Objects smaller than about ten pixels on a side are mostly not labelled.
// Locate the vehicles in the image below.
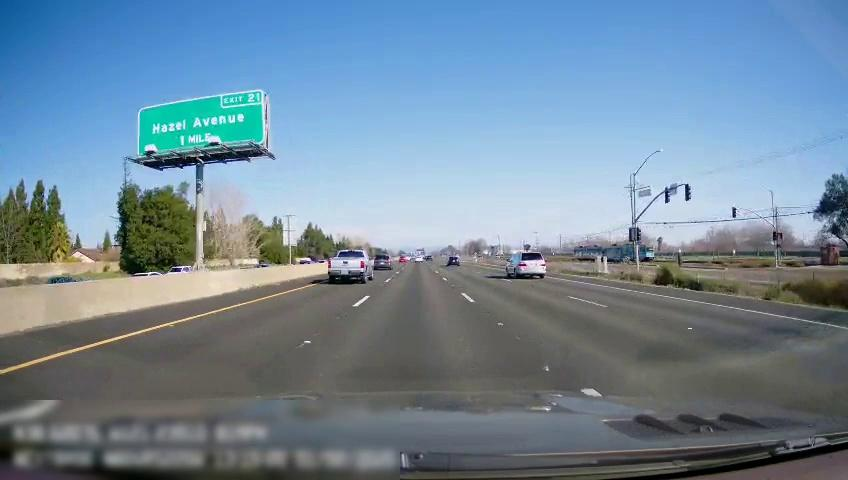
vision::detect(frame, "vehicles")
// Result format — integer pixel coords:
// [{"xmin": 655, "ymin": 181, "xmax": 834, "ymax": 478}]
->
[
  {"xmin": 168, "ymin": 265, "xmax": 193, "ymax": 275},
  {"xmin": 505, "ymin": 252, "xmax": 547, "ymax": 279},
  {"xmin": 373, "ymin": 254, "xmax": 392, "ymax": 271},
  {"xmin": 326, "ymin": 249, "xmax": 374, "ymax": 285}
]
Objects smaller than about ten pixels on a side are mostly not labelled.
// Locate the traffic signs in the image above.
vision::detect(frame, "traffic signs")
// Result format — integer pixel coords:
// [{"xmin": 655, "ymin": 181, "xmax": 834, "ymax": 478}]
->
[
  {"xmin": 283, "ymin": 230, "xmax": 296, "ymax": 247},
  {"xmin": 136, "ymin": 89, "xmax": 271, "ymax": 163}
]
